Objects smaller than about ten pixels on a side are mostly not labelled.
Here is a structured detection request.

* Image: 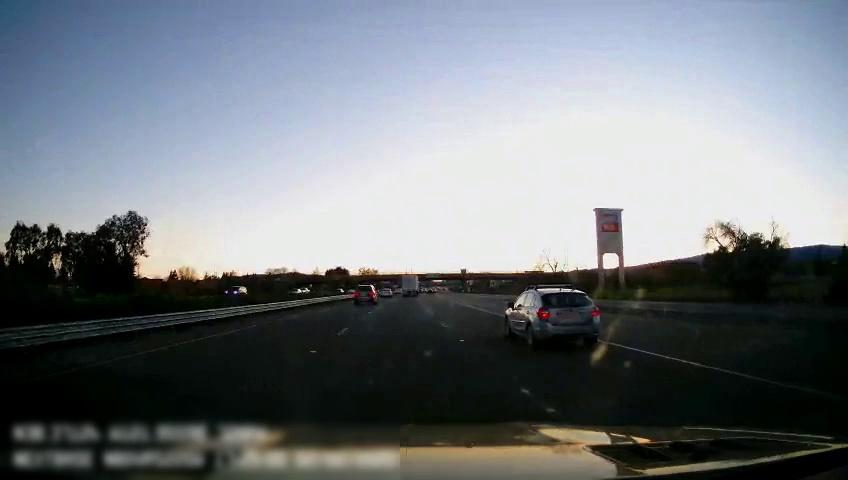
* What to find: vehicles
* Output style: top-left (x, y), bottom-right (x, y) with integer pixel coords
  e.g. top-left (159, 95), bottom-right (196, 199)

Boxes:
top-left (504, 289), bottom-right (601, 350)
top-left (402, 274), bottom-right (417, 297)
top-left (353, 284), bottom-right (377, 305)
top-left (288, 288), bottom-right (303, 296)
top-left (225, 286), bottom-right (248, 297)
top-left (380, 288), bottom-right (393, 299)
top-left (300, 287), bottom-right (311, 296)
